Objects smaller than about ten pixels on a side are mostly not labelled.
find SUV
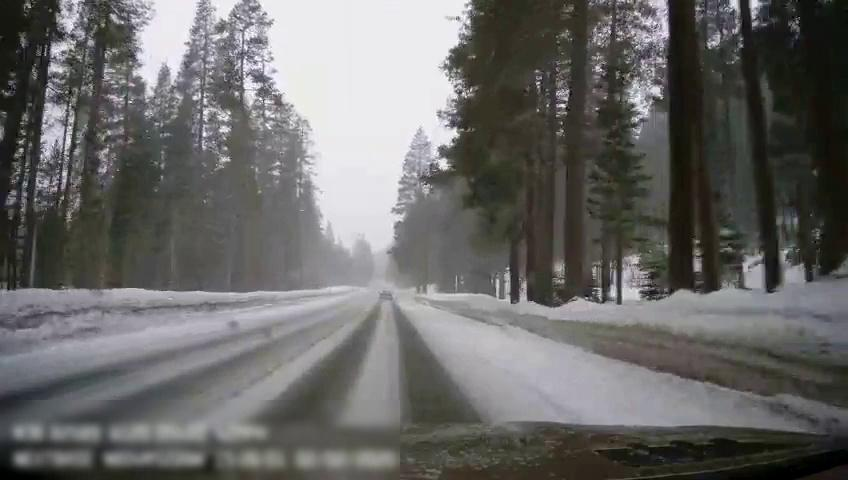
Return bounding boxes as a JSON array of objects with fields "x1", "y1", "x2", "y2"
[{"x1": 379, "y1": 288, "x2": 393, "y2": 301}]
